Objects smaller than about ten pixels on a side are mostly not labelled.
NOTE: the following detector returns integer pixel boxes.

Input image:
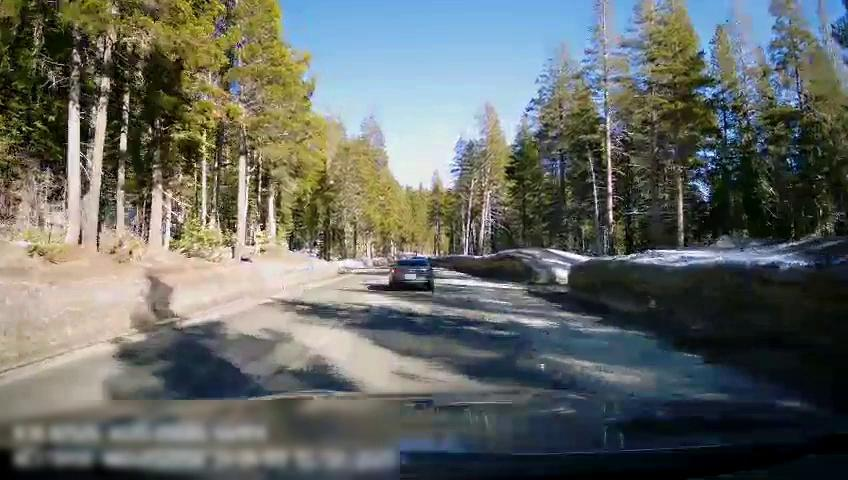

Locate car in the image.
[389,257,434,291]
